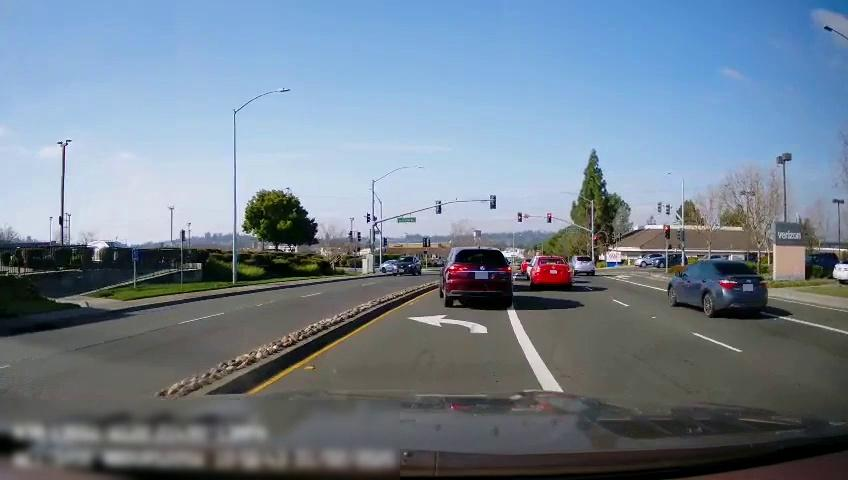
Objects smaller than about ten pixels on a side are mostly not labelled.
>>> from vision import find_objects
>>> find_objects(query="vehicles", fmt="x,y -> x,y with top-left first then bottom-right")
700,252 -> 724,260
392,254 -> 423,278
570,254 -> 595,276
633,253 -> 664,268
529,256 -> 573,289
439,247 -> 513,307
519,257 -> 531,275
375,259 -> 397,275
666,260 -> 769,318
526,256 -> 536,280
657,253 -> 687,269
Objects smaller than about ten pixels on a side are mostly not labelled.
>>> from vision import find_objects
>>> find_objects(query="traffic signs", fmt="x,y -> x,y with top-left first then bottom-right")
397,216 -> 417,224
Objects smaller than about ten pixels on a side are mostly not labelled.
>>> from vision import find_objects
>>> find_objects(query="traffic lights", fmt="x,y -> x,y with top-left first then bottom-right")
434,201 -> 442,215
489,193 -> 496,209
348,231 -> 353,242
356,231 -> 361,242
366,213 -> 372,225
664,224 -> 671,240
422,237 -> 428,248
